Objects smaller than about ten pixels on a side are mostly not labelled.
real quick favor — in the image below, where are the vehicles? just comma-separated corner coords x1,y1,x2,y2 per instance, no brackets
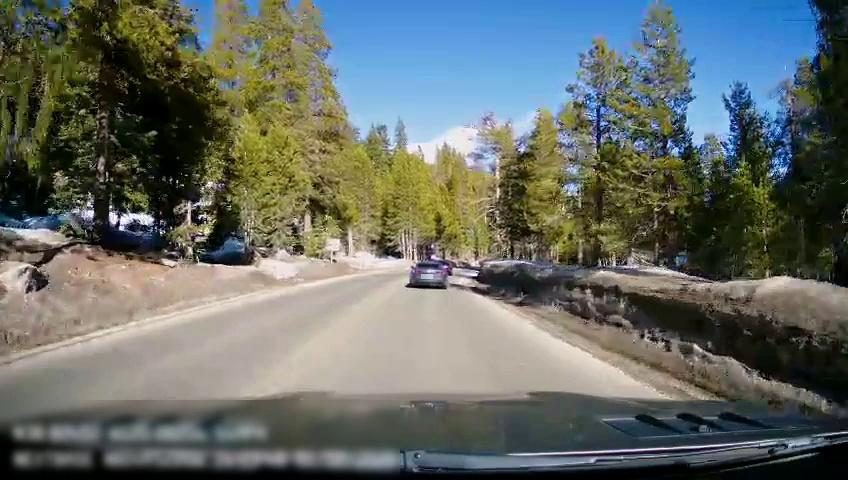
409,259,449,288
435,259,454,277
